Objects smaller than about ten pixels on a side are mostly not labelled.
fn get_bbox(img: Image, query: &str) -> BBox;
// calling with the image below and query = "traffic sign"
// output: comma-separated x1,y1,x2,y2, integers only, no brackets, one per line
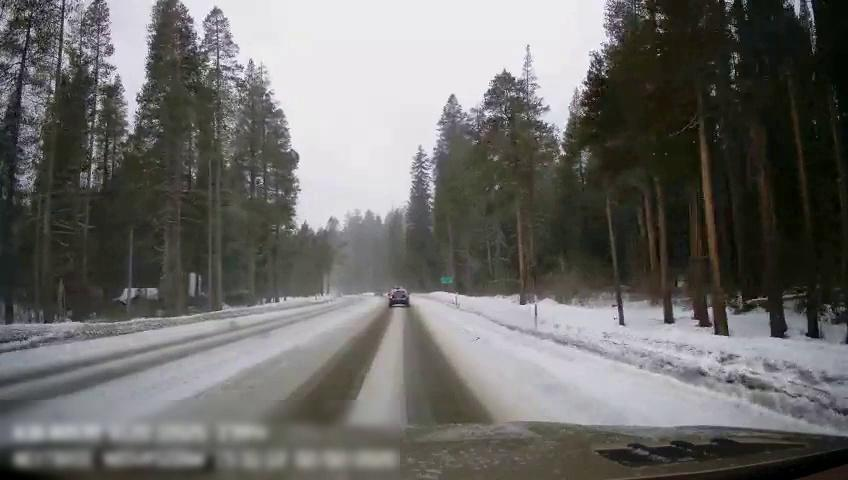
440,277,453,284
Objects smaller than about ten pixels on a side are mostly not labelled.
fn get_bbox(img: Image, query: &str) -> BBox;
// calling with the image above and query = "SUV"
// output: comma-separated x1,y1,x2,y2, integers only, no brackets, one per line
387,287,410,308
